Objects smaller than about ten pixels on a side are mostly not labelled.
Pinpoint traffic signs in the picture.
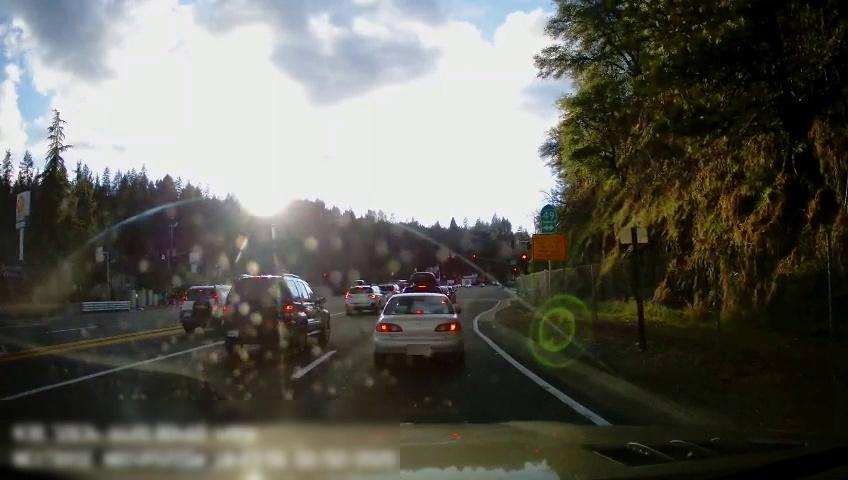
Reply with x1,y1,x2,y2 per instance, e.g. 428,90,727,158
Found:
539,221,557,234
531,234,568,260
539,204,557,222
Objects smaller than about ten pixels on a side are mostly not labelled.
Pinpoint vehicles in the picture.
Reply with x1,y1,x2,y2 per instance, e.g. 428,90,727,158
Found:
373,293,465,365
223,272,332,360
176,284,232,335
381,284,401,293
344,286,388,316
441,285,457,302
402,272,442,294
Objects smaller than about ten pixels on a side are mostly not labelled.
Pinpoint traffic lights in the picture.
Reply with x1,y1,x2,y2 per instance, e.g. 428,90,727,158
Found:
520,253,528,268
